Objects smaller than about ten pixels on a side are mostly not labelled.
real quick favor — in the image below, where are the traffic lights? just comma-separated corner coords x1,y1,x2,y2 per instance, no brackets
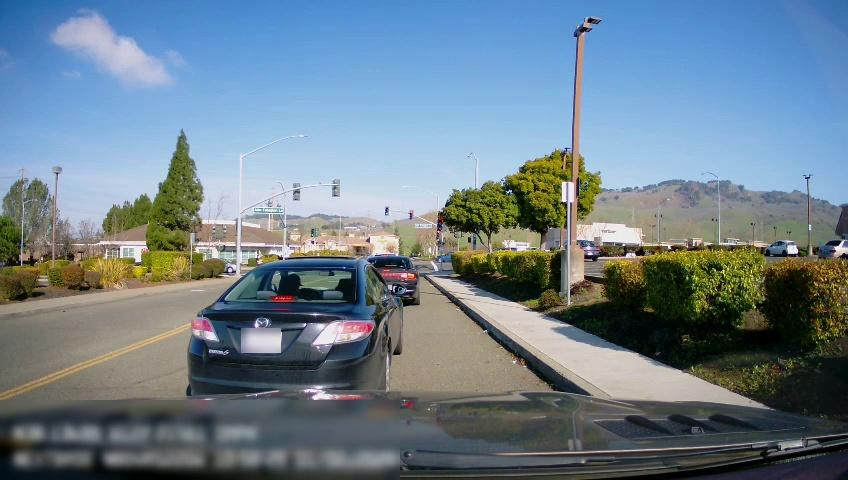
435,211,445,232
221,224,228,239
384,206,390,217
435,228,442,240
211,224,219,241
408,209,414,220
331,178,341,198
292,182,301,201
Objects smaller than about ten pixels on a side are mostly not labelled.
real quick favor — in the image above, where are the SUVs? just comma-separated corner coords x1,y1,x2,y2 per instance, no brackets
435,251,453,263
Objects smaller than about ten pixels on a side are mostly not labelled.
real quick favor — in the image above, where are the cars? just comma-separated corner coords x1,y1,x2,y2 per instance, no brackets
563,239,602,262
185,254,407,398
218,257,237,273
764,239,799,258
818,239,848,260
365,255,422,306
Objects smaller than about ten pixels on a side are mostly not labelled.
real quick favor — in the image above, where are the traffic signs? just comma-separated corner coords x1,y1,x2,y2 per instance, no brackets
189,232,195,243
561,181,575,203
253,206,285,216
414,223,433,229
